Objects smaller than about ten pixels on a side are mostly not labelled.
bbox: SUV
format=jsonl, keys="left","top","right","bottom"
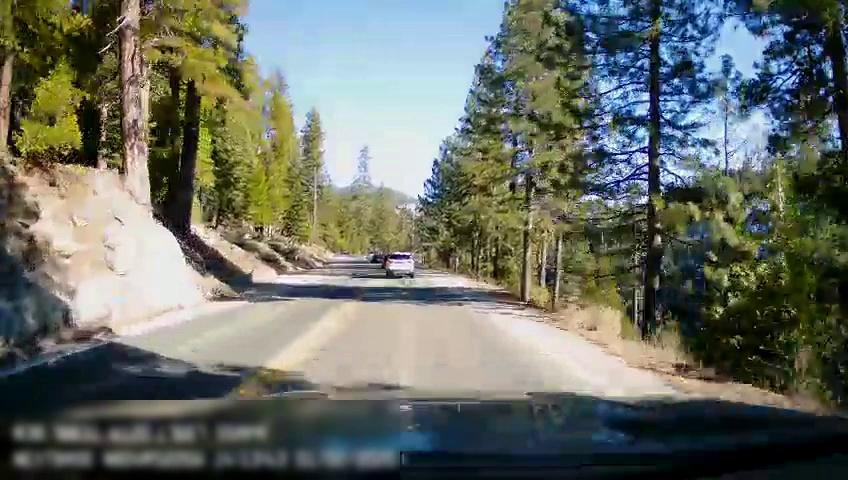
{"left": 386, "top": 253, "right": 415, "bottom": 278}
